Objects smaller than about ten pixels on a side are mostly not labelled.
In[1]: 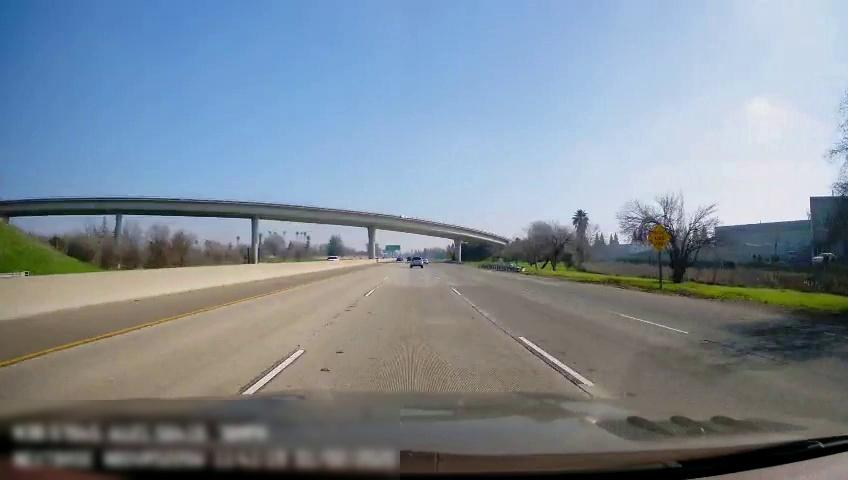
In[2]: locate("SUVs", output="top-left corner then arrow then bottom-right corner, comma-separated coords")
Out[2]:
326,255 -> 341,262
409,256 -> 423,268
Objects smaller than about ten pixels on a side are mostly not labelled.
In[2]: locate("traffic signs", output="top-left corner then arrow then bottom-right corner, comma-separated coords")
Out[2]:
385,244 -> 401,252
648,224 -> 671,249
